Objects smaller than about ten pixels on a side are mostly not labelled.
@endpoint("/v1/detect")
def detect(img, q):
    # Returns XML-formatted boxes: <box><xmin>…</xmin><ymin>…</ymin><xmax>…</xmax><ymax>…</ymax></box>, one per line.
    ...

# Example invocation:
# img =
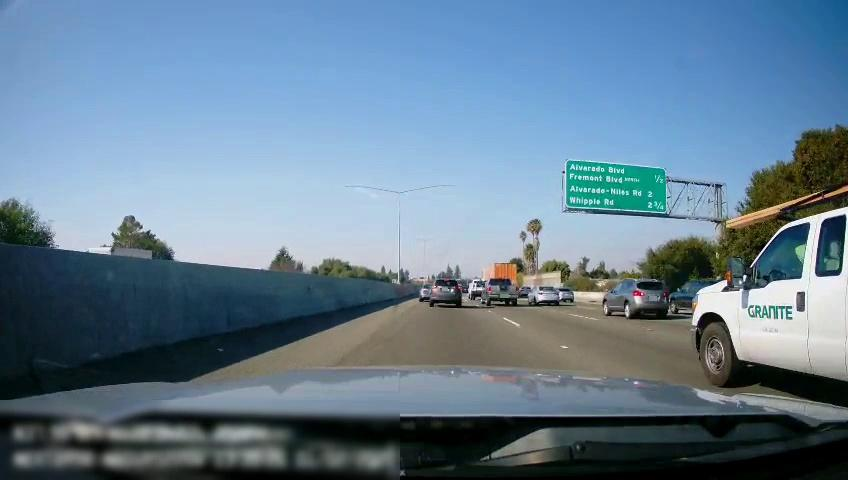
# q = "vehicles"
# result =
<box><xmin>689</xmin><ymin>177</ymin><xmax>848</xmax><ymax>390</ymax></box>
<box><xmin>459</xmin><ymin>279</ymin><xmax>469</xmax><ymax>293</ymax></box>
<box><xmin>87</xmin><ymin>247</ymin><xmax>153</xmax><ymax>259</ymax></box>
<box><xmin>419</xmin><ymin>284</ymin><xmax>431</xmax><ymax>303</ymax></box>
<box><xmin>467</xmin><ymin>279</ymin><xmax>483</xmax><ymax>301</ymax></box>
<box><xmin>480</xmin><ymin>278</ymin><xmax>518</xmax><ymax>307</ymax></box>
<box><xmin>429</xmin><ymin>277</ymin><xmax>463</xmax><ymax>308</ymax></box>
<box><xmin>527</xmin><ymin>284</ymin><xmax>560</xmax><ymax>307</ymax></box>
<box><xmin>491</xmin><ymin>263</ymin><xmax>518</xmax><ymax>282</ymax></box>
<box><xmin>668</xmin><ymin>277</ymin><xmax>721</xmax><ymax>316</ymax></box>
<box><xmin>557</xmin><ymin>286</ymin><xmax>575</xmax><ymax>303</ymax></box>
<box><xmin>518</xmin><ymin>285</ymin><xmax>532</xmax><ymax>298</ymax></box>
<box><xmin>601</xmin><ymin>277</ymin><xmax>670</xmax><ymax>319</ymax></box>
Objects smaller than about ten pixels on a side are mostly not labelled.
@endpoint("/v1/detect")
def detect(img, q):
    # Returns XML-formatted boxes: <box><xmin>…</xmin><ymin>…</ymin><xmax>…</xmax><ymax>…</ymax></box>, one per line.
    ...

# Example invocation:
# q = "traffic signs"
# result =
<box><xmin>563</xmin><ymin>158</ymin><xmax>669</xmax><ymax>216</ymax></box>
